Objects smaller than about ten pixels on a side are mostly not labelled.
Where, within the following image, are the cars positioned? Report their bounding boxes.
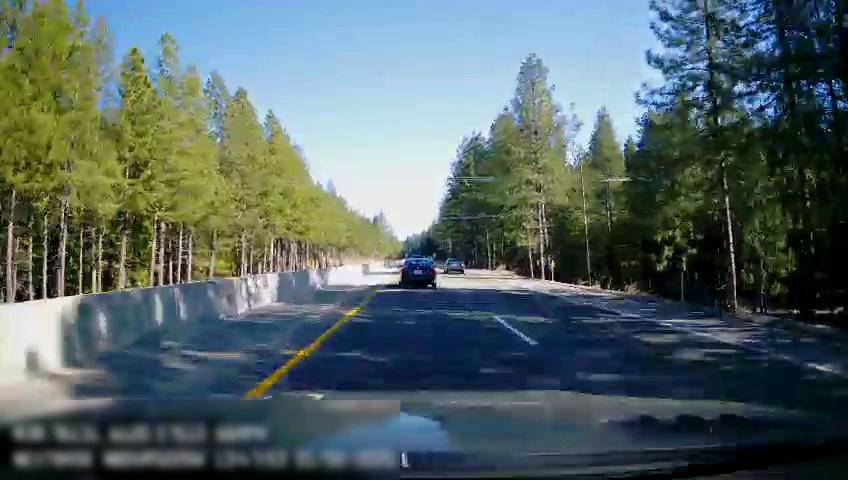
[443,257,466,274]
[397,257,436,290]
